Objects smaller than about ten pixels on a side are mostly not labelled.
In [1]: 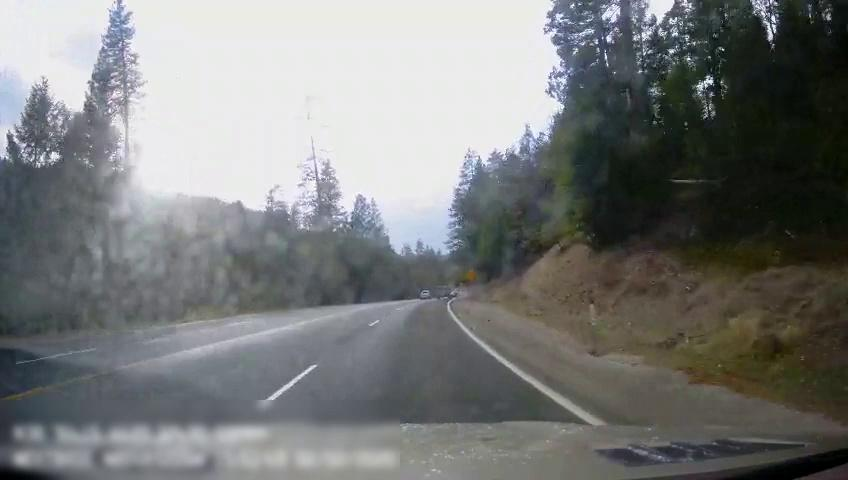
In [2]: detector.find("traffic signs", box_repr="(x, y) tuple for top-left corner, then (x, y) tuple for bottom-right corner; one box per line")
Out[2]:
(466, 270), (477, 282)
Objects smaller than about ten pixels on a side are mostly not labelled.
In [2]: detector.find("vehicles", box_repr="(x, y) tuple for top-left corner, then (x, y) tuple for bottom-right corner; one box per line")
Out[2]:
(437, 284), (451, 298)
(420, 289), (432, 300)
